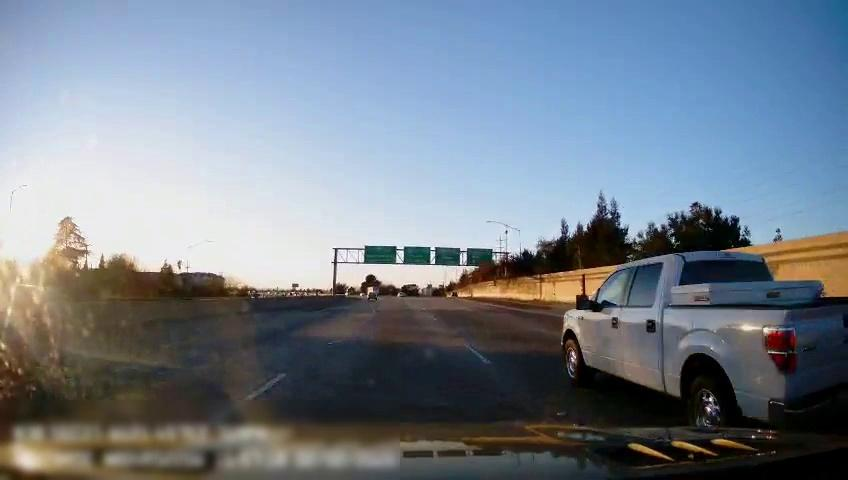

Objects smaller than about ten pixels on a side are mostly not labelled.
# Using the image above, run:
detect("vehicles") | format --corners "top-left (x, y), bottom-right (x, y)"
top-left (559, 250), bottom-right (848, 429)
top-left (367, 291), bottom-right (379, 301)
top-left (367, 286), bottom-right (380, 293)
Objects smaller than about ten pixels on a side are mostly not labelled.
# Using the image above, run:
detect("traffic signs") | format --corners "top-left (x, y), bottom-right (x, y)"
top-left (466, 247), bottom-right (494, 268)
top-left (402, 245), bottom-right (432, 265)
top-left (434, 246), bottom-right (461, 267)
top-left (363, 244), bottom-right (398, 266)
